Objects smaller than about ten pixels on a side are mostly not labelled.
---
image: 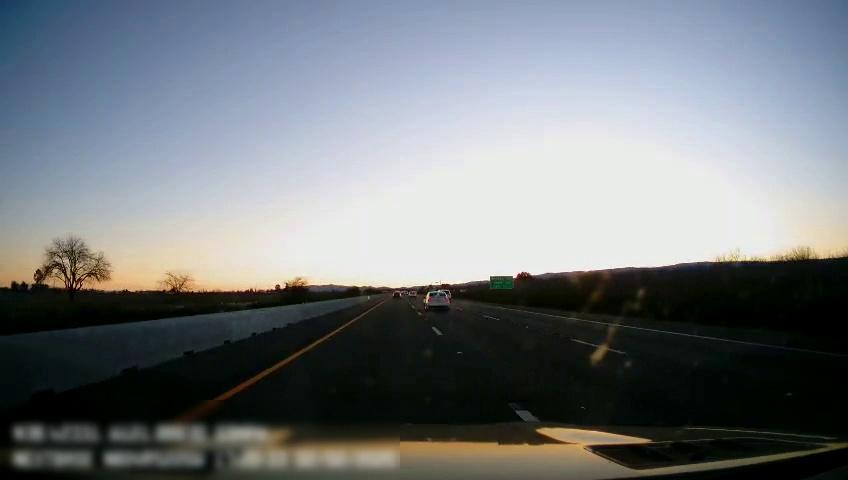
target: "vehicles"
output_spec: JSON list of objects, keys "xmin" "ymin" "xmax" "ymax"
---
[
  {"xmin": 423, "ymin": 289, "xmax": 451, "ymax": 312},
  {"xmin": 438, "ymin": 289, "xmax": 452, "ymax": 301}
]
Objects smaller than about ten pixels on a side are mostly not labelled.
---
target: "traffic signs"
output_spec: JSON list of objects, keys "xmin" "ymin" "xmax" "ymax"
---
[{"xmin": 488, "ymin": 275, "xmax": 515, "ymax": 290}]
